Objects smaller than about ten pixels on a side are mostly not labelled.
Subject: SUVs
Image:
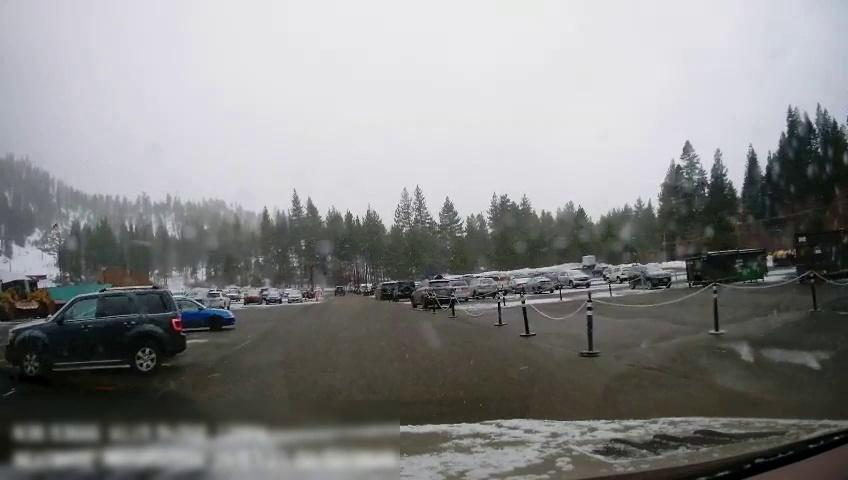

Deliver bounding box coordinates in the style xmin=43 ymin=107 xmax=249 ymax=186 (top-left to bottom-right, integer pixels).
xmin=627 ymin=265 xmax=672 ymax=291
xmin=375 ymin=282 xmax=397 ymax=300
xmin=452 ymin=280 xmax=473 ymax=303
xmin=394 ymin=282 xmax=417 ymax=303
xmin=468 ymin=277 xmax=499 ymax=300
xmin=243 ymin=288 xmax=263 ymax=306
xmin=202 ymin=291 xmax=230 ymax=310
xmin=412 ymin=280 xmax=456 ymax=311
xmin=6 ymin=287 xmax=188 ymax=381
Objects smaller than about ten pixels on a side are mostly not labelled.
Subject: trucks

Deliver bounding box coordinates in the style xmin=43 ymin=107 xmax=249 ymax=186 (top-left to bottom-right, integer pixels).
xmin=559 ymin=269 xmax=592 ymax=289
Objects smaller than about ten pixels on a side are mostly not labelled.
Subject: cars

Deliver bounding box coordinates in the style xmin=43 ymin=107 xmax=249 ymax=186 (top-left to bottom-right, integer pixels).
xmin=286 ymin=289 xmax=303 ymax=304
xmin=264 ymin=288 xmax=282 ymax=305
xmin=173 ymin=294 xmax=236 ymax=331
